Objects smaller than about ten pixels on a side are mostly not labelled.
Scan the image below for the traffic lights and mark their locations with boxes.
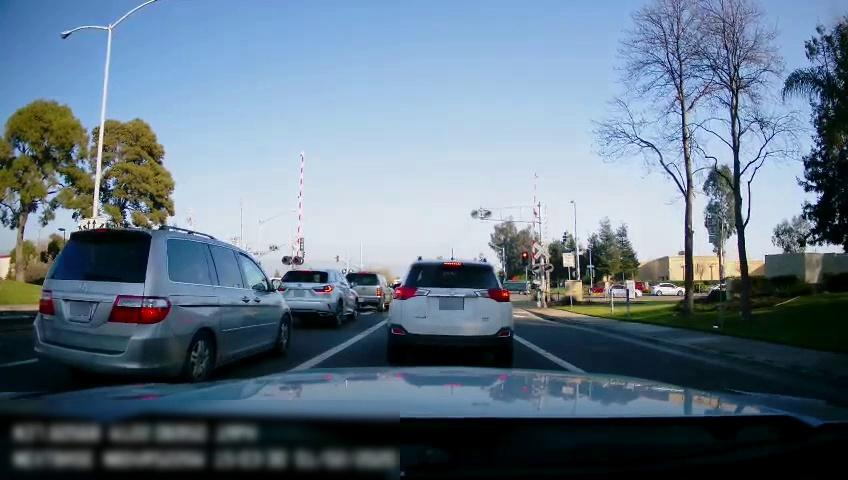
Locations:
[521,251,529,267]
[281,255,294,266]
[562,231,568,245]
[299,236,305,251]
[293,255,305,266]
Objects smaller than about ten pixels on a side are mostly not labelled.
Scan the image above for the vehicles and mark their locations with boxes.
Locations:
[343,271,393,312]
[652,282,687,297]
[386,255,515,360]
[275,268,360,326]
[501,280,527,295]
[592,281,649,295]
[30,224,294,384]
[710,283,726,292]
[606,284,643,299]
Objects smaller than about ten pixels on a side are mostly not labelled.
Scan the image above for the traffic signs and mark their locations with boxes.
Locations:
[533,242,552,259]
[708,218,721,235]
[562,252,575,267]
[77,218,105,233]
